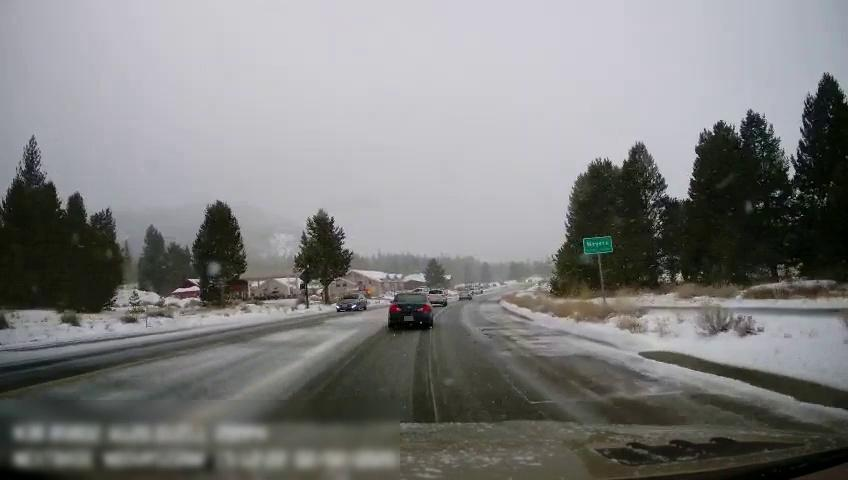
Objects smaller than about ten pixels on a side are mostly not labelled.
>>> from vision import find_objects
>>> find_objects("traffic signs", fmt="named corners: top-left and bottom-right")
top-left (582, 236), bottom-right (613, 254)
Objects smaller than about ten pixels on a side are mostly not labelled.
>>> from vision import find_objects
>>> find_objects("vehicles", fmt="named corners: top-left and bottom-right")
top-left (387, 293), bottom-right (433, 329)
top-left (336, 293), bottom-right (367, 312)
top-left (412, 288), bottom-right (429, 296)
top-left (427, 289), bottom-right (449, 306)
top-left (459, 291), bottom-right (472, 300)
